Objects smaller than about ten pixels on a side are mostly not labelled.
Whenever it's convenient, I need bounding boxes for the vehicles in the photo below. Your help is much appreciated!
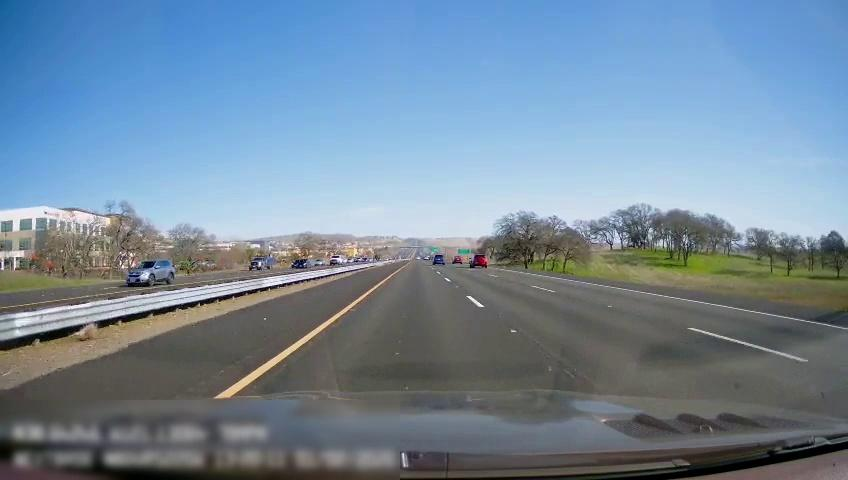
[314,258,326,267]
[291,260,299,269]
[432,254,445,265]
[248,256,272,271]
[125,259,177,288]
[295,258,314,269]
[469,253,488,269]
[329,255,343,266]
